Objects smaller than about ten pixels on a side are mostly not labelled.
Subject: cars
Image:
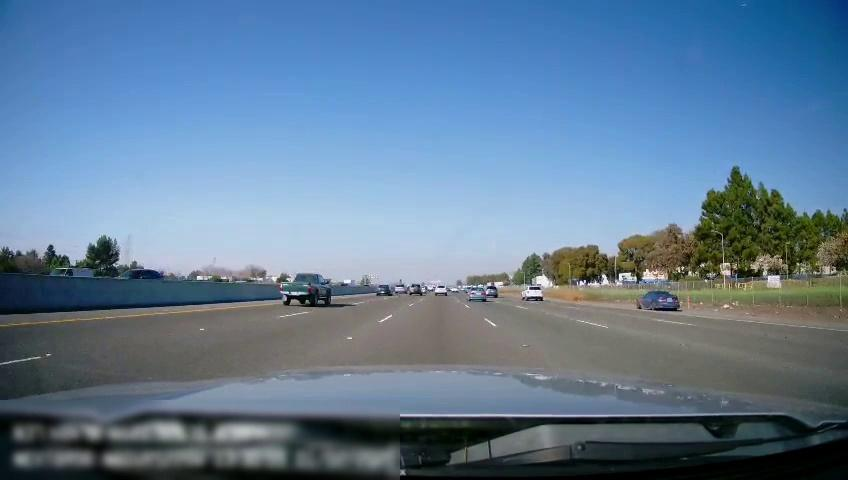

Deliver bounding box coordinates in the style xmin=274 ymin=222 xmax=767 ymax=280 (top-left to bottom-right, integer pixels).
xmin=636 ymin=290 xmax=680 ymax=312
xmin=375 ymin=284 xmax=392 ymax=297
xmin=466 ymin=286 xmax=487 ymax=302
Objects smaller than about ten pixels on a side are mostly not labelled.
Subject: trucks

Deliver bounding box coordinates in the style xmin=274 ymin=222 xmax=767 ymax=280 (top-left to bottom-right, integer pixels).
xmin=341 ymin=279 xmax=356 ymax=289
xmin=279 ymin=271 xmax=332 ymax=305
xmin=493 ymin=281 xmax=505 ymax=289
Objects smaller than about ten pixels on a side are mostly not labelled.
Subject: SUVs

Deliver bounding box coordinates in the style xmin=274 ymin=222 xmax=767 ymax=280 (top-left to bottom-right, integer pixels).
xmin=408 ymin=283 xmax=422 ymax=296
xmin=521 ymin=285 xmax=544 ymax=301
xmin=484 ymin=285 xmax=498 ymax=298
xmin=111 ymin=268 xmax=165 ymax=281
xmin=394 ymin=284 xmax=408 ymax=294
xmin=434 ymin=284 xmax=448 ymax=296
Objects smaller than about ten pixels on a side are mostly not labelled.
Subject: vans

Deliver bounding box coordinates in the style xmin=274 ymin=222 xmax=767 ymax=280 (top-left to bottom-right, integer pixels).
xmin=49 ymin=267 xmax=96 ymax=280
